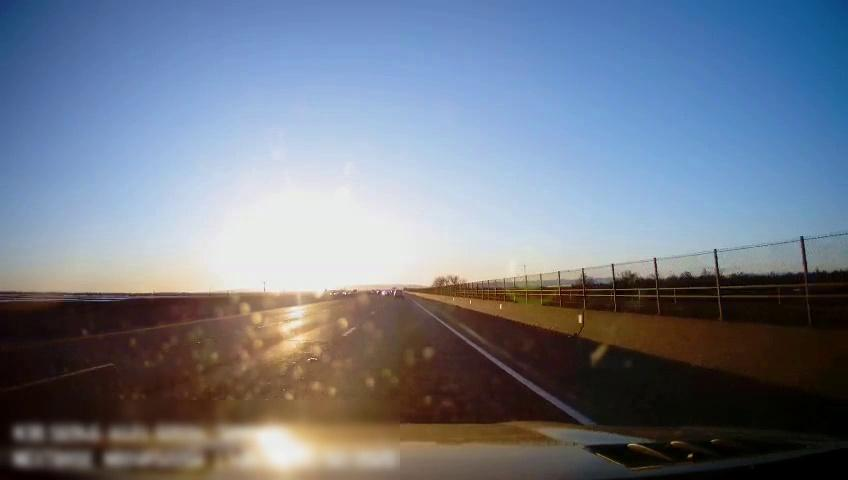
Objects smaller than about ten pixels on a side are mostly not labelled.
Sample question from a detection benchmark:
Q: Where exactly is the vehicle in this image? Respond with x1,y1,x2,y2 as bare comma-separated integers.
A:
393,289,405,299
